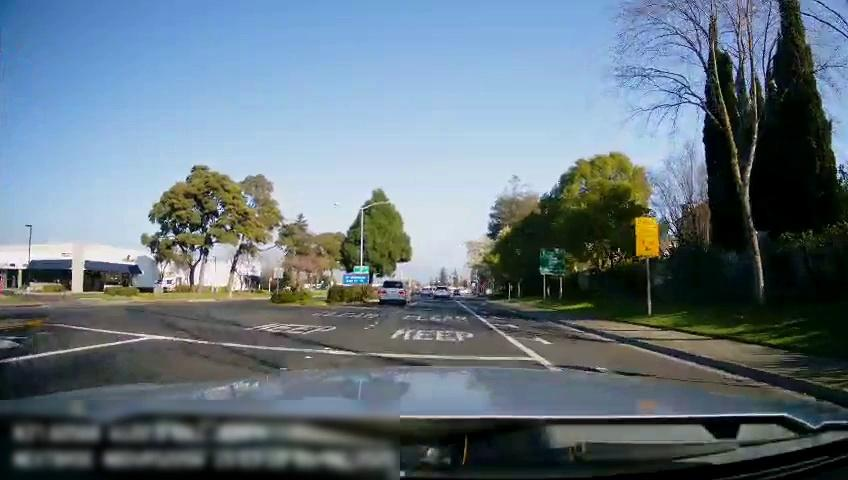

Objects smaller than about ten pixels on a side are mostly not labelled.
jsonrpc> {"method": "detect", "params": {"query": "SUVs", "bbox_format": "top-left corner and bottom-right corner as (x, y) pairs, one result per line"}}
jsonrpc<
(379, 279), (412, 304)
(432, 285), (452, 301)
(420, 287), (434, 296)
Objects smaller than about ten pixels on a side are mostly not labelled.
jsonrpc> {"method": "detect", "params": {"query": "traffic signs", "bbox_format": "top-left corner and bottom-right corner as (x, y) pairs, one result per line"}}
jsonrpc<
(634, 216), (661, 258)
(538, 247), (568, 276)
(352, 265), (369, 274)
(341, 272), (370, 286)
